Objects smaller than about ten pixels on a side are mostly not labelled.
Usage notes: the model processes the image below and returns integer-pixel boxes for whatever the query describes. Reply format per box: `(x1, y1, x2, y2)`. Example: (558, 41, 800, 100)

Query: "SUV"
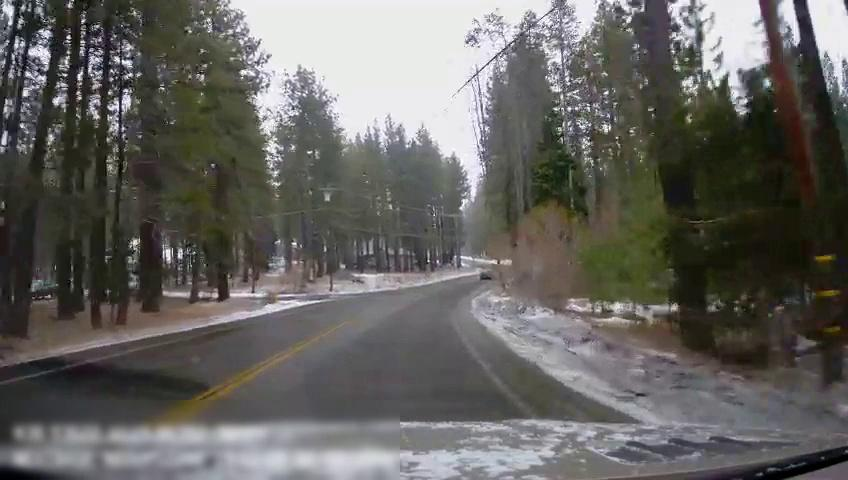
(479, 270, 495, 281)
